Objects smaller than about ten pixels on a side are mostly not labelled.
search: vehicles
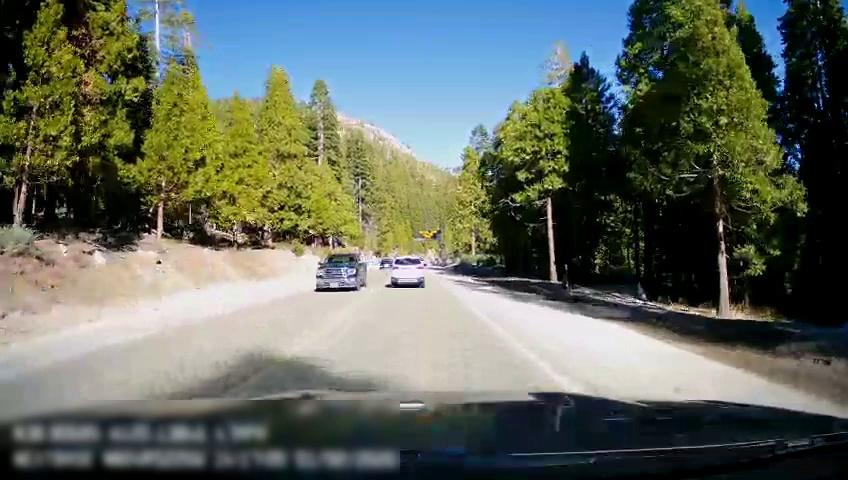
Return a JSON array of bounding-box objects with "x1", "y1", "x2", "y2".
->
[
  {"x1": 314, "y1": 252, "x2": 368, "y2": 293},
  {"x1": 379, "y1": 257, "x2": 395, "y2": 270},
  {"x1": 390, "y1": 255, "x2": 426, "y2": 289}
]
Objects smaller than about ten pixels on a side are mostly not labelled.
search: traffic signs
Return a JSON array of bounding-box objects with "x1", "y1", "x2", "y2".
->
[{"x1": 414, "y1": 229, "x2": 442, "y2": 241}]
